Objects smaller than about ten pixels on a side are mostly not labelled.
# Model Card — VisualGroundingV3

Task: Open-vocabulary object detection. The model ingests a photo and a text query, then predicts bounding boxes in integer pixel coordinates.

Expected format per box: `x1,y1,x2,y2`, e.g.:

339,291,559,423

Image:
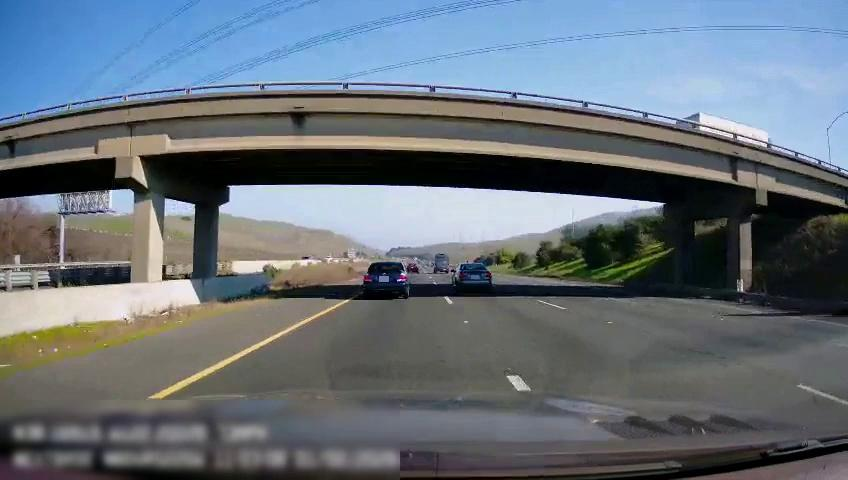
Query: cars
362,261,410,300
450,262,493,290
406,262,419,273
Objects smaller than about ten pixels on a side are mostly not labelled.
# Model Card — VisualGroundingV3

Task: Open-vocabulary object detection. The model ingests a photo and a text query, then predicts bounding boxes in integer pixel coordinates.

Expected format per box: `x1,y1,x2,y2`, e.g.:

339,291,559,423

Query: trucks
676,111,770,149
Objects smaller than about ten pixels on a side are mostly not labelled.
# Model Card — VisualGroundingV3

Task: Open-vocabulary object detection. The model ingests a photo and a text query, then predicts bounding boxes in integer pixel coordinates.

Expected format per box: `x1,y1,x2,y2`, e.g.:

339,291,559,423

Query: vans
431,253,450,274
